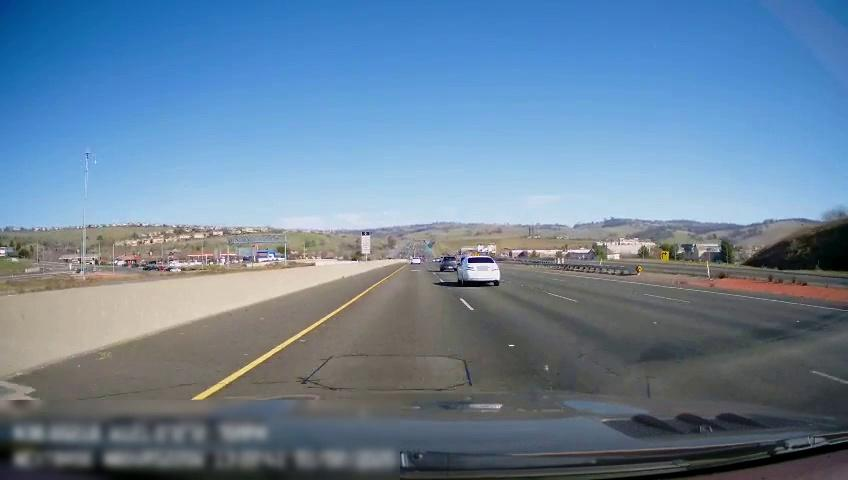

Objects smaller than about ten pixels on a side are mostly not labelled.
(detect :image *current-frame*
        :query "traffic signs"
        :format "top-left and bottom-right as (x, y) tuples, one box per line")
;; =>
(660, 250), (669, 261)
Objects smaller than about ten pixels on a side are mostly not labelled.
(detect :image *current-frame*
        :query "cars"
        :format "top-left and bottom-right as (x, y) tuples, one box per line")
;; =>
(440, 255), (460, 271)
(455, 255), (500, 287)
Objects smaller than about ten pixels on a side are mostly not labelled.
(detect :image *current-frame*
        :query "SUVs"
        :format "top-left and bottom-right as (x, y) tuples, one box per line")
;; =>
(410, 255), (421, 264)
